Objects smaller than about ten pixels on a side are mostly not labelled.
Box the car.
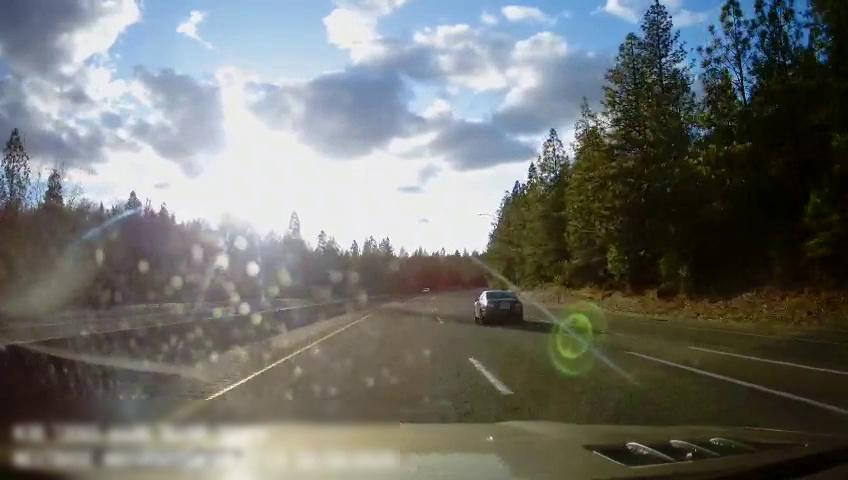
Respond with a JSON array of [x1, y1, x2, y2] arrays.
[[473, 289, 524, 325]]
